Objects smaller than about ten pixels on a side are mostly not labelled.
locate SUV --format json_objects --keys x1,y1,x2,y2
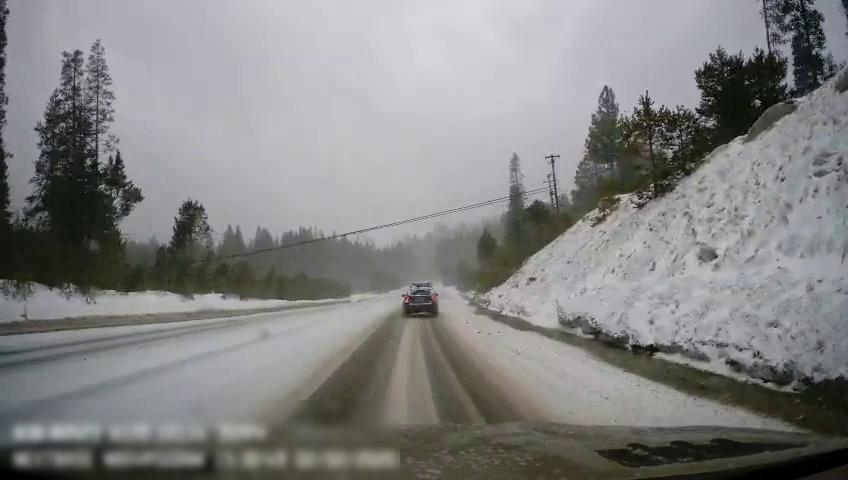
[{"x1": 401, "y1": 281, "x2": 439, "y2": 317}]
